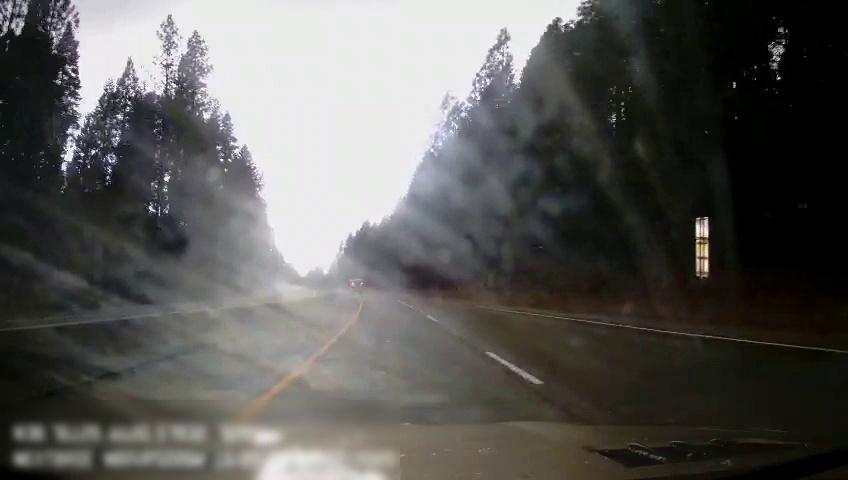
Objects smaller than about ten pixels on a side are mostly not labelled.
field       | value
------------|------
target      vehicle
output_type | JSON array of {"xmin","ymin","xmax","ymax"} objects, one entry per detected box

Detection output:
[{"xmin": 350, "ymin": 278, "xmax": 365, "ymax": 293}]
